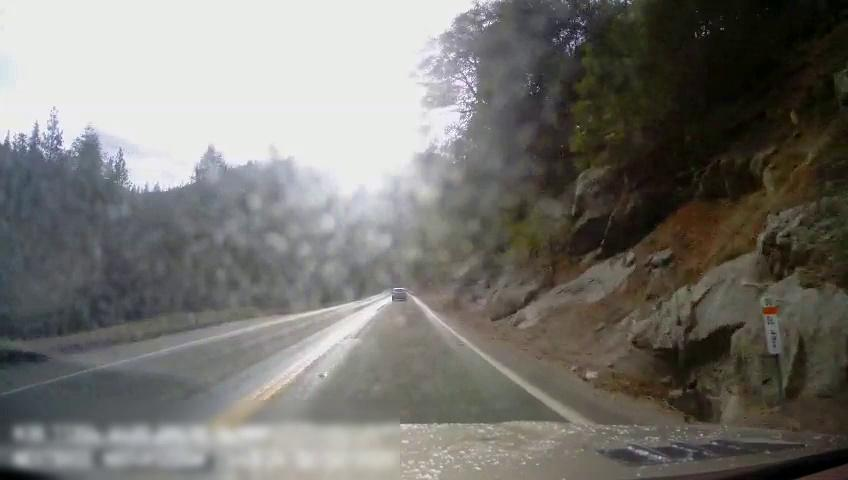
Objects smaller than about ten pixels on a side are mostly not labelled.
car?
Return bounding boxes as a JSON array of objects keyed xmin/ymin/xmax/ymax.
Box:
[{"xmin": 391, "ymin": 287, "xmax": 407, "ymax": 301}]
